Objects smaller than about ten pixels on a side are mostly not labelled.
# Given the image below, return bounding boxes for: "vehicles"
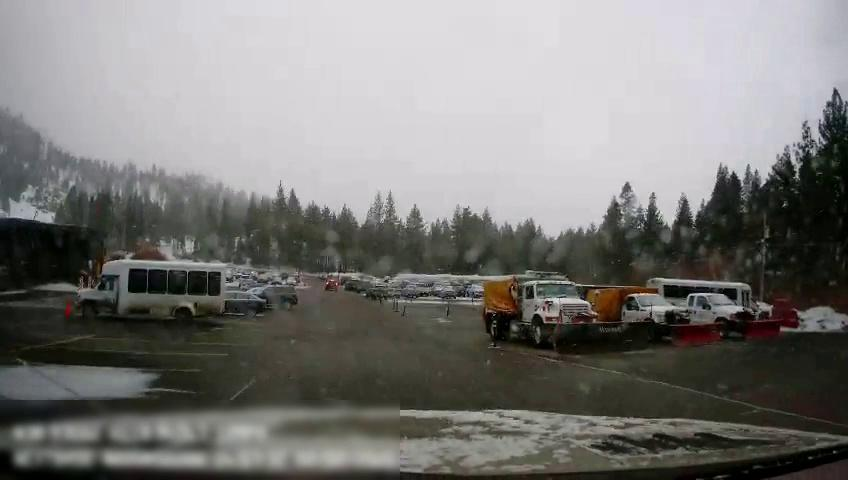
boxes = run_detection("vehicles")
[245,285,299,311]
[73,261,228,326]
[225,290,268,321]
[482,274,598,351]
[687,293,756,336]
[586,286,690,339]
[646,278,754,308]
